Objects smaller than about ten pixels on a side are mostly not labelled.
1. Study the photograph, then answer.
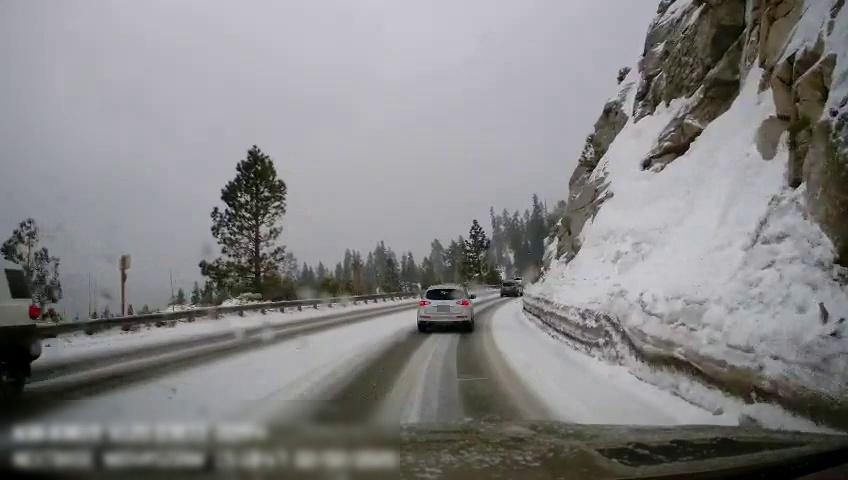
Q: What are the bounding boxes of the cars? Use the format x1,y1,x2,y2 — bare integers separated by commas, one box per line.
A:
500,280,523,298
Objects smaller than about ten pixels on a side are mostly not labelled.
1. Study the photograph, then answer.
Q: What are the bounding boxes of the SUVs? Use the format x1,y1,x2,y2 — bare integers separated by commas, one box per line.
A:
416,284,477,334
0,258,42,417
